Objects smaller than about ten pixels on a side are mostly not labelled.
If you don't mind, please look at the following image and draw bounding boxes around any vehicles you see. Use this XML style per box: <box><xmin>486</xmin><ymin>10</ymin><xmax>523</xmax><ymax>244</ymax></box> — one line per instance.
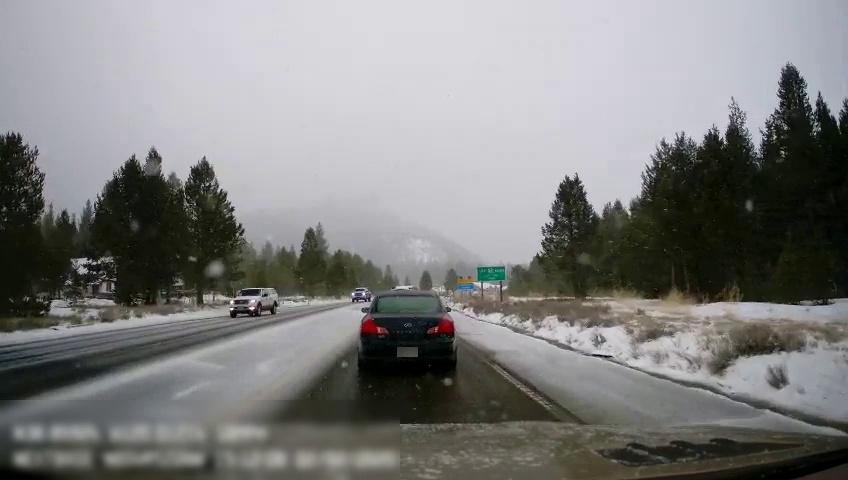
<box><xmin>390</xmin><ymin>285</ymin><xmax>415</xmax><ymax>292</ymax></box>
<box><xmin>358</xmin><ymin>291</ymin><xmax>456</xmax><ymax>373</ymax></box>
<box><xmin>352</xmin><ymin>287</ymin><xmax>371</xmax><ymax>302</ymax></box>
<box><xmin>229</xmin><ymin>288</ymin><xmax>279</xmax><ymax>318</ymax></box>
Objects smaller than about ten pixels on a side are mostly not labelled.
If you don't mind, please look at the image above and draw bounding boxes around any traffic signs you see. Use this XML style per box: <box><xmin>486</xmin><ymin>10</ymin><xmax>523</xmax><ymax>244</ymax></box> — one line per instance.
<box><xmin>457</xmin><ymin>283</ymin><xmax>475</xmax><ymax>291</ymax></box>
<box><xmin>457</xmin><ymin>278</ymin><xmax>474</xmax><ymax>284</ymax></box>
<box><xmin>477</xmin><ymin>266</ymin><xmax>507</xmax><ymax>282</ymax></box>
